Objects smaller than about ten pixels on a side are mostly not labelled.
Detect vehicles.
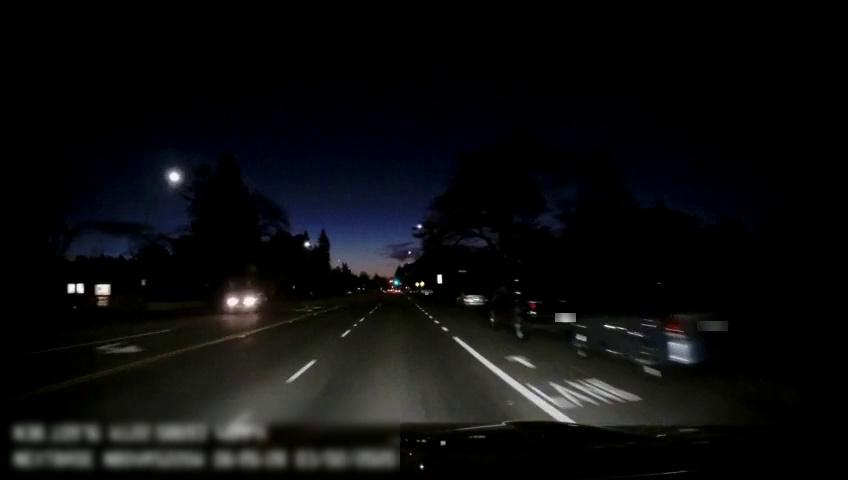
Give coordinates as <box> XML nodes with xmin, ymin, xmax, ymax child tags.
<box><xmin>419</xmin><ymin>286</ymin><xmax>435</xmax><ymax>298</ymax></box>
<box><xmin>574</xmin><ymin>279</ymin><xmax>746</xmax><ymax>385</ymax></box>
<box><xmin>485</xmin><ymin>278</ymin><xmax>588</xmax><ymax>343</ymax></box>
<box><xmin>227</xmin><ymin>288</ymin><xmax>268</xmax><ymax>313</ymax></box>
<box><xmin>455</xmin><ymin>287</ymin><xmax>489</xmax><ymax>312</ymax></box>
